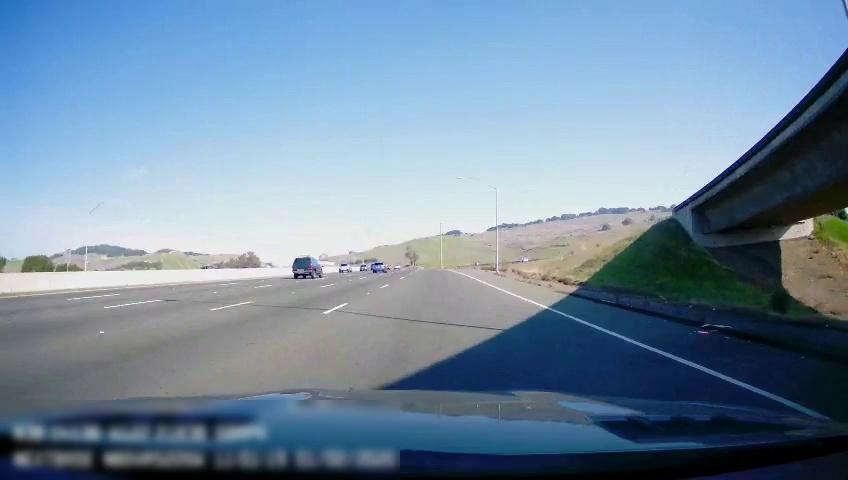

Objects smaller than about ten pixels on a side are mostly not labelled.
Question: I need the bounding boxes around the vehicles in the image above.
[372,262,388,274]
[338,263,353,273]
[291,256,325,280]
